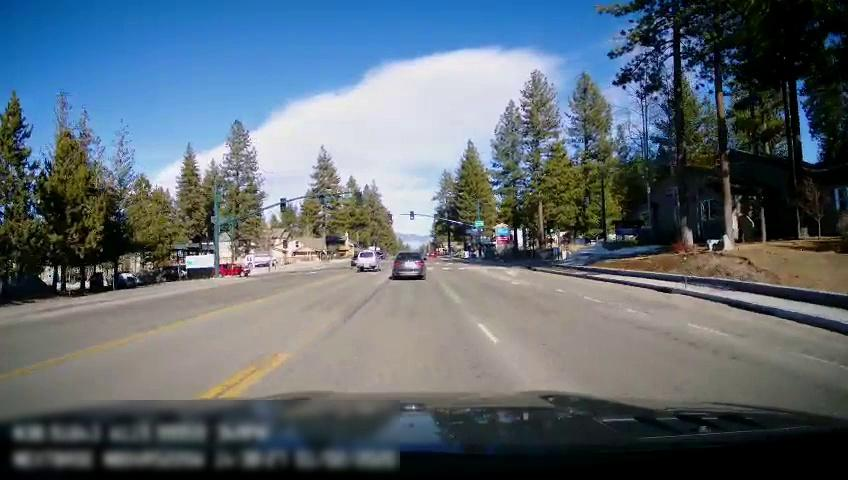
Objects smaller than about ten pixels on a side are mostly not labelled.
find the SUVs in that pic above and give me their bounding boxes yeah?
[216,262,251,279]
[356,249,380,272]
[393,253,424,279]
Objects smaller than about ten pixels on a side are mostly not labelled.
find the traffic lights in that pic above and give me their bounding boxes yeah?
[277,197,286,210]
[318,194,326,207]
